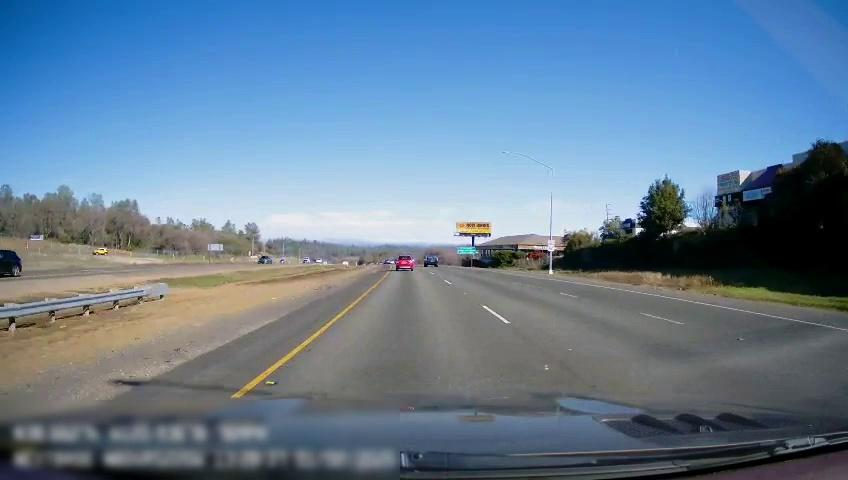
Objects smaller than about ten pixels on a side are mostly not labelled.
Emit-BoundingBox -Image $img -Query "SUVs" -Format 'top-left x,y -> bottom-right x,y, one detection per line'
0,250 -> 25,277
422,254 -> 438,268
395,254 -> 415,271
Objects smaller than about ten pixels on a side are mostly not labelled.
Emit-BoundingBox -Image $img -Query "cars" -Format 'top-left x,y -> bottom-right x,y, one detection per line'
257,255 -> 274,265
92,247 -> 108,257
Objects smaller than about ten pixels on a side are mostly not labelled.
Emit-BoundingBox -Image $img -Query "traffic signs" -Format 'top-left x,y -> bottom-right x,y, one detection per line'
456,247 -> 477,257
